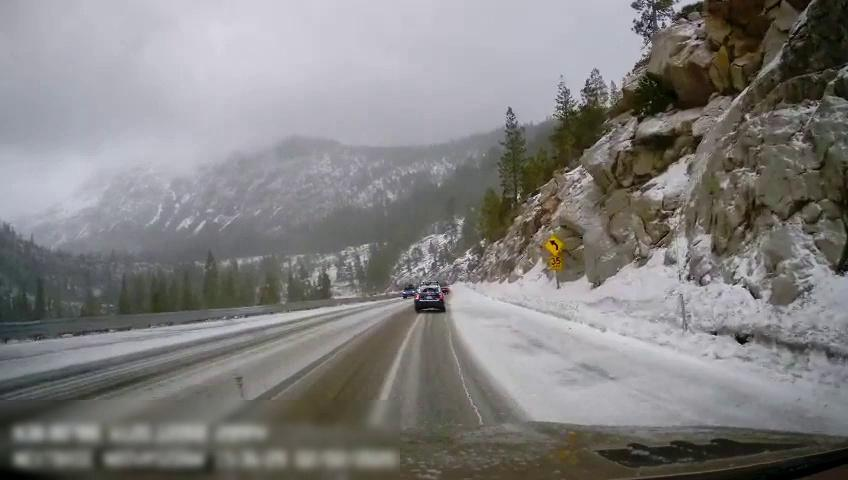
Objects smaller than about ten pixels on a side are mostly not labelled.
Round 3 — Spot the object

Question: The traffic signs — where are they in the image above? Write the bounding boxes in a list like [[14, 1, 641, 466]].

[[542, 233, 567, 255], [549, 256, 565, 272]]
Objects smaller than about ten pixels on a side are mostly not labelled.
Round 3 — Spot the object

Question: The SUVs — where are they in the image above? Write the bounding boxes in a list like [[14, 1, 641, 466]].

[[413, 280, 447, 314]]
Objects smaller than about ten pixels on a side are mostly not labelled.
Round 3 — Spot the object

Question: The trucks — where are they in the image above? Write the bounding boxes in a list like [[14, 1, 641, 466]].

[[402, 285, 417, 299]]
